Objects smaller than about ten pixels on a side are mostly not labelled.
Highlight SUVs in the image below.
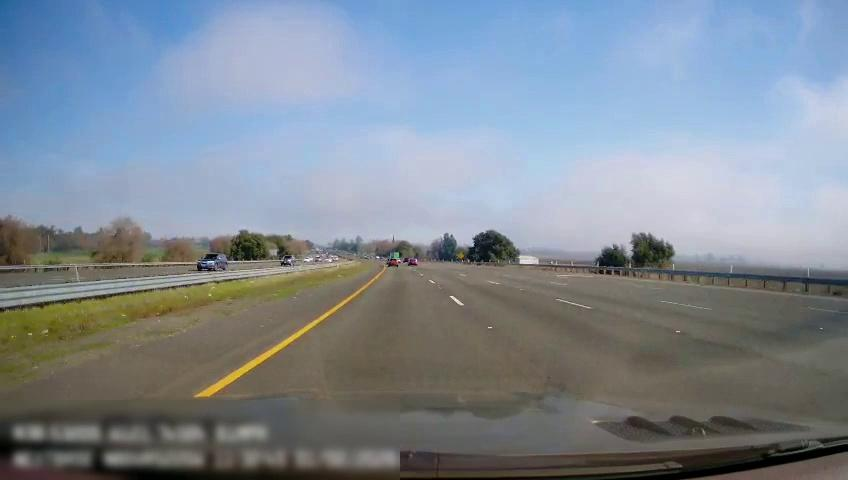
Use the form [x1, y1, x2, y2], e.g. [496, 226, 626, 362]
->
[280, 254, 297, 267]
[195, 253, 229, 272]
